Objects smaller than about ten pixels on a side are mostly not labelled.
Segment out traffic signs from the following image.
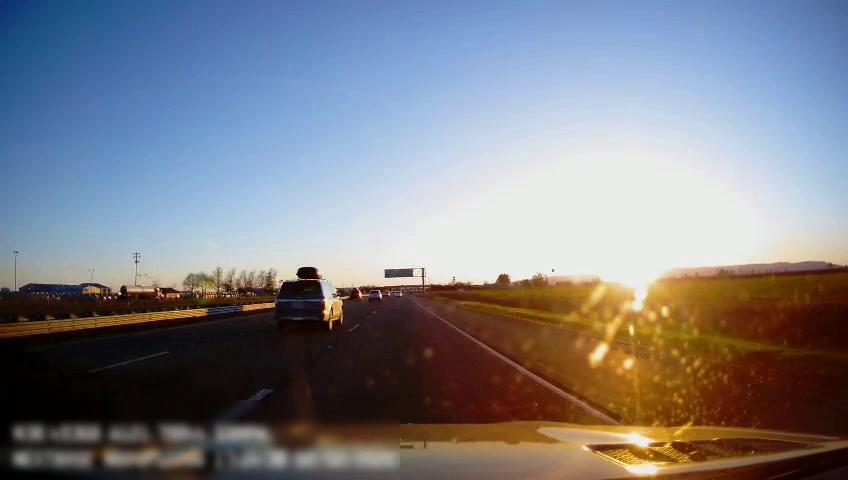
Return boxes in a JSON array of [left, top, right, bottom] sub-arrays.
[[384, 269, 414, 278]]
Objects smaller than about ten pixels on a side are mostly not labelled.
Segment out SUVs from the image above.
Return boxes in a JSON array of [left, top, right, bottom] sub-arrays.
[[349, 286, 362, 301], [274, 266, 345, 332], [369, 289, 383, 301]]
